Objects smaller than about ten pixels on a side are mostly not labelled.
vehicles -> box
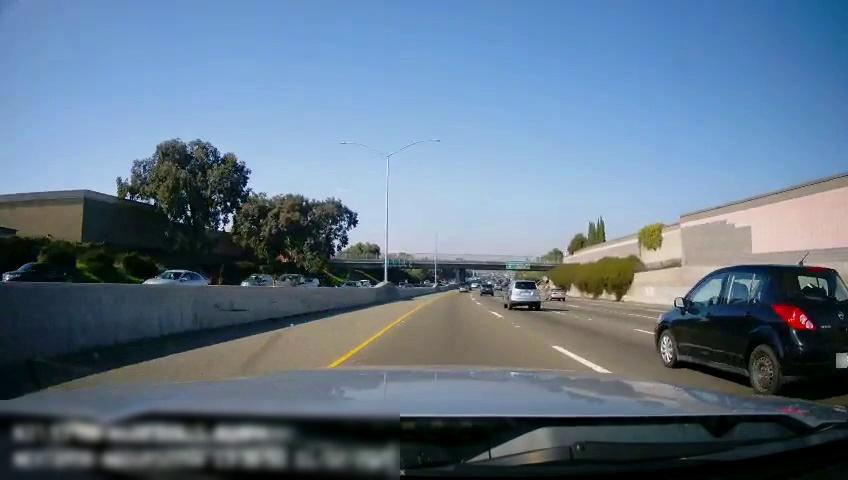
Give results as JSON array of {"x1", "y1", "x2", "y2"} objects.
[
  {"x1": 240, "y1": 273, "x2": 274, "y2": 287},
  {"x1": 1, "y1": 261, "x2": 73, "y2": 283},
  {"x1": 503, "y1": 280, "x2": 541, "y2": 311},
  {"x1": 545, "y1": 287, "x2": 566, "y2": 302},
  {"x1": 268, "y1": 274, "x2": 318, "y2": 287},
  {"x1": 653, "y1": 264, "x2": 848, "y2": 397},
  {"x1": 480, "y1": 283, "x2": 494, "y2": 296},
  {"x1": 341, "y1": 281, "x2": 364, "y2": 288},
  {"x1": 141, "y1": 270, "x2": 209, "y2": 285}
]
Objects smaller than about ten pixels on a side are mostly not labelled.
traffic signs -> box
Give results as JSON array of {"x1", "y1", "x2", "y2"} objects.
[{"x1": 506, "y1": 261, "x2": 530, "y2": 270}]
